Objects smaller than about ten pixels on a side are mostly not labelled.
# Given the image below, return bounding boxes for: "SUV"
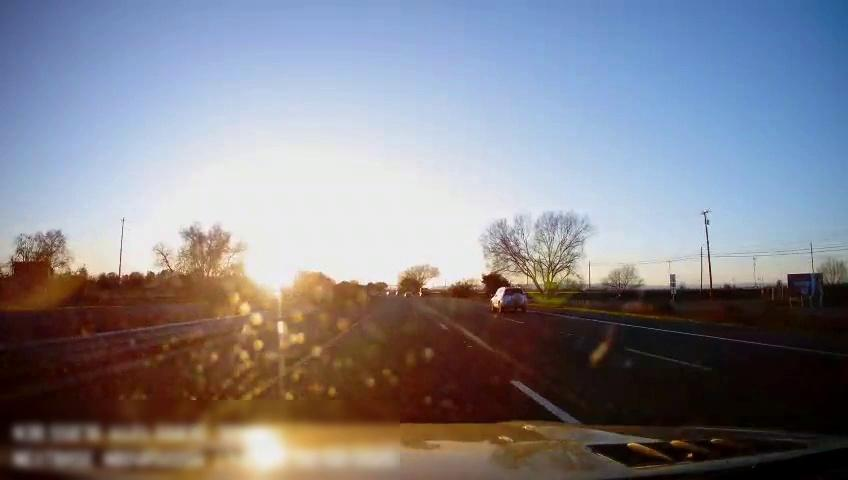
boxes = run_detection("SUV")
[491,287,526,314]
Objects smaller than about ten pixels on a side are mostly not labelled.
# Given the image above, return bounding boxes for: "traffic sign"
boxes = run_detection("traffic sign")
[787,274,825,299]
